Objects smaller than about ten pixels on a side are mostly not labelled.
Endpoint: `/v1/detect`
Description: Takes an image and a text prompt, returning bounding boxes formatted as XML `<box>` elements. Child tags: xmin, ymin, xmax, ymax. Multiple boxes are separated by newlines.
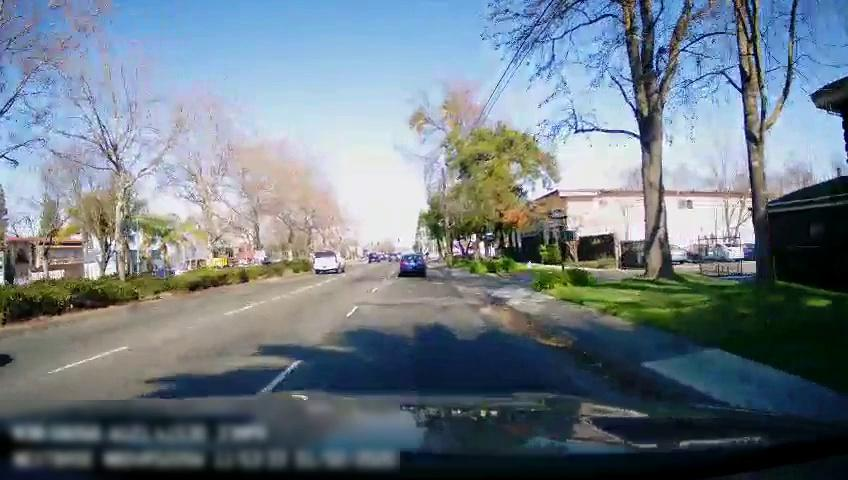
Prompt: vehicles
<box><xmin>682</xmin><ymin>239</ymin><xmax>744</xmax><ymax>263</ymax></box>
<box><xmin>737</xmin><ymin>243</ymin><xmax>756</xmax><ymax>260</ymax></box>
<box><xmin>669</xmin><ymin>241</ymin><xmax>687</xmax><ymax>264</ymax></box>
<box><xmin>401</xmin><ymin>255</ymin><xmax>429</xmax><ymax>279</ymax></box>
<box><xmin>368</xmin><ymin>254</ymin><xmax>380</xmax><ymax>263</ymax></box>
<box><xmin>313</xmin><ymin>248</ymin><xmax>347</xmax><ymax>274</ymax></box>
